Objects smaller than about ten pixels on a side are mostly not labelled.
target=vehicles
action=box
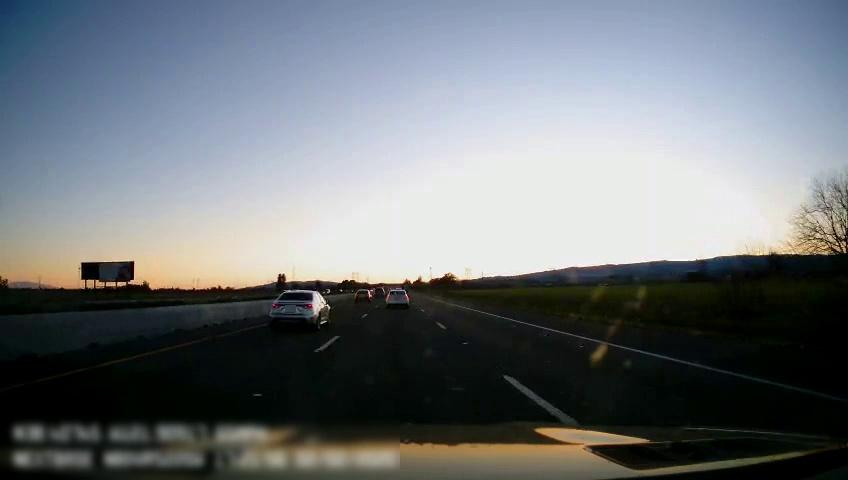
[354,290,373,305]
[267,289,333,331]
[385,289,411,309]
[374,288,387,299]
